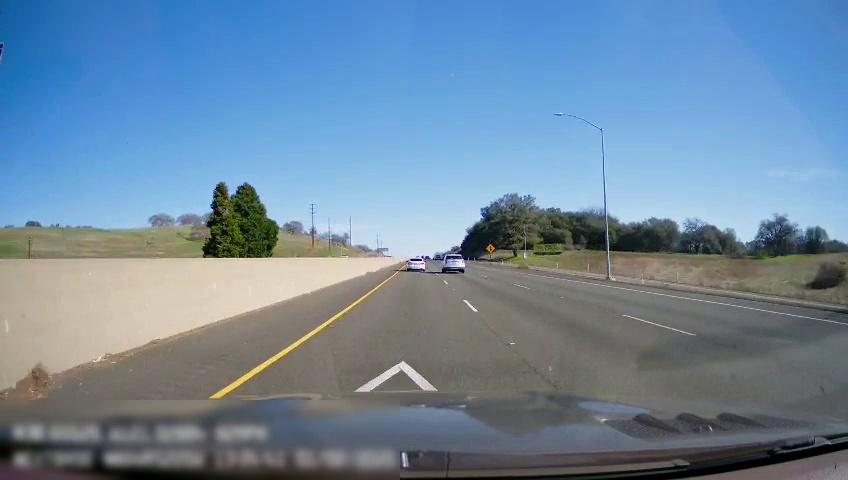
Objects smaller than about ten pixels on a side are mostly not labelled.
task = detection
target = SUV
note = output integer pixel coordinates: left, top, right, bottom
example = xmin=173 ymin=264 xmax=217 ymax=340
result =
xmin=441 ymin=254 xmax=465 ymax=273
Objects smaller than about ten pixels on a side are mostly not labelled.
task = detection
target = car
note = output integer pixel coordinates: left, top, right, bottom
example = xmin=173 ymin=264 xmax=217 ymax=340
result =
xmin=406 ymin=258 xmax=425 ymax=272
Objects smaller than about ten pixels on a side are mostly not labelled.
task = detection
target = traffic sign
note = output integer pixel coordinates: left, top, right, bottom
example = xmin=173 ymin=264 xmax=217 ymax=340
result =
xmin=485 ymin=244 xmax=496 ymax=254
